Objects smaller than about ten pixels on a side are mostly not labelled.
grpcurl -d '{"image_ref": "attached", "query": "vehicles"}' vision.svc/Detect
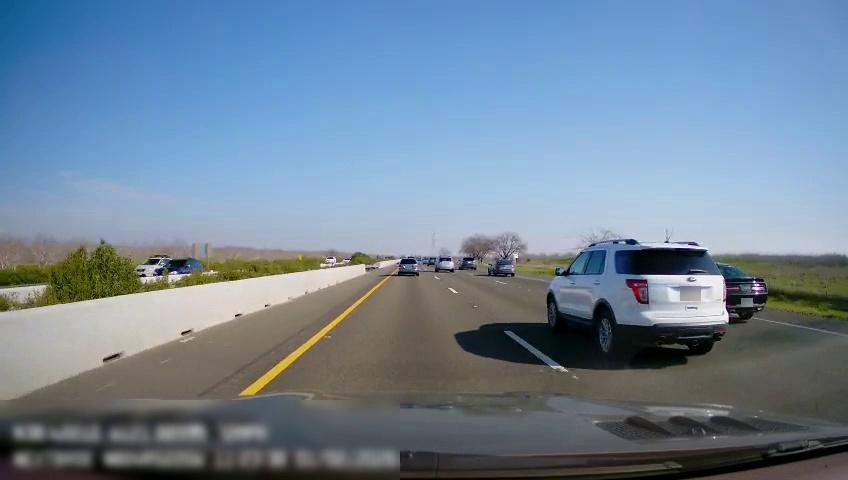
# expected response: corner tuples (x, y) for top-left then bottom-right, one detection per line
(326, 256), (337, 264)
(397, 258), (420, 276)
(153, 258), (205, 277)
(718, 264), (768, 320)
(458, 255), (478, 271)
(427, 256), (438, 266)
(133, 258), (172, 278)
(487, 258), (517, 277)
(434, 255), (455, 273)
(545, 238), (729, 360)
